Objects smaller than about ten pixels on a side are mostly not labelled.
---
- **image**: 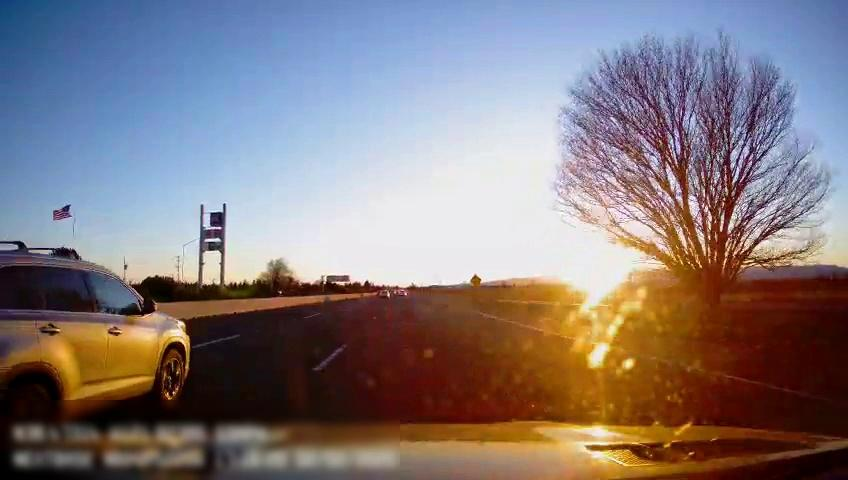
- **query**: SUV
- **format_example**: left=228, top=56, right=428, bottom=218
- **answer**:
left=0, top=240, right=195, bottom=442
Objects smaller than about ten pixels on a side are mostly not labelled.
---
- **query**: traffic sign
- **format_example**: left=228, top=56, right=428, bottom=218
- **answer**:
left=469, top=274, right=482, bottom=288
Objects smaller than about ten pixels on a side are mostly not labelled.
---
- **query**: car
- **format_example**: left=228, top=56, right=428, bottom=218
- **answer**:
left=378, top=289, right=391, bottom=299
